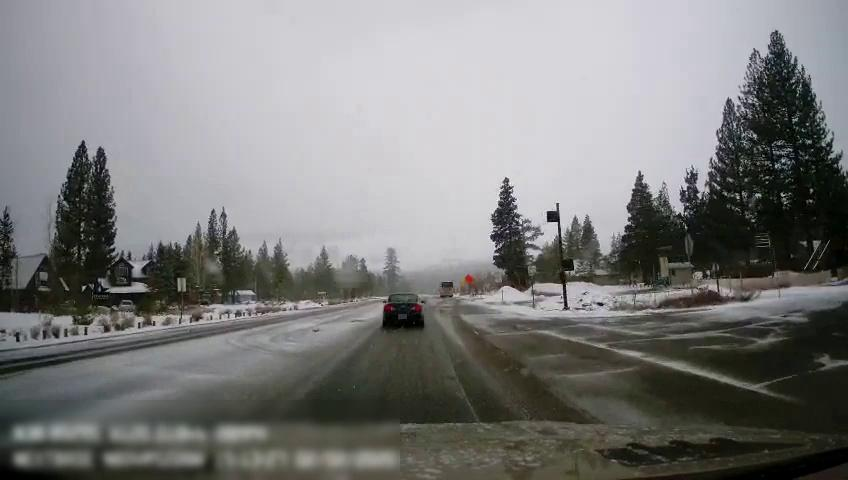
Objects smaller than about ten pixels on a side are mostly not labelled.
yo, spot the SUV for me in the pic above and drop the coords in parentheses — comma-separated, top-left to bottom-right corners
(119, 300, 134, 313)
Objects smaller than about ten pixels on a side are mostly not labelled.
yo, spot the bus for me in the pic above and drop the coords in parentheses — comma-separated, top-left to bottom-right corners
(440, 281, 453, 298)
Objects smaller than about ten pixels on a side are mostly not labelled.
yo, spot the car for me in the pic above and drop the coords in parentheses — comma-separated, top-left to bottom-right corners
(382, 292, 426, 328)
